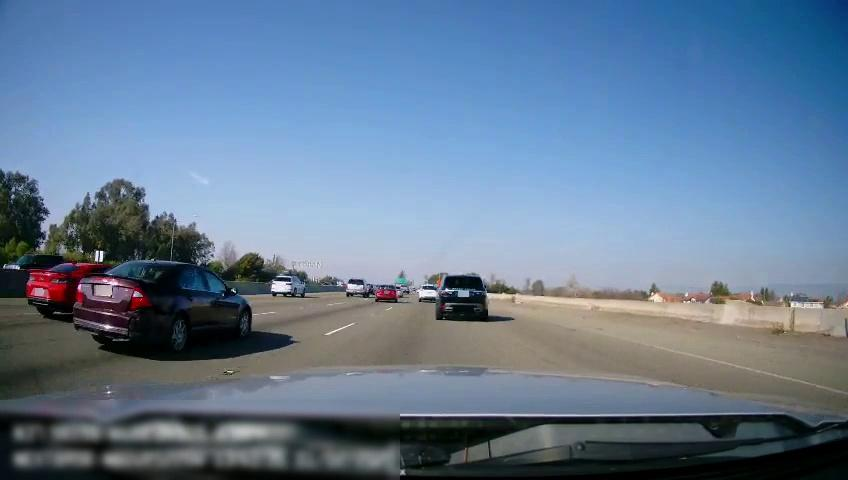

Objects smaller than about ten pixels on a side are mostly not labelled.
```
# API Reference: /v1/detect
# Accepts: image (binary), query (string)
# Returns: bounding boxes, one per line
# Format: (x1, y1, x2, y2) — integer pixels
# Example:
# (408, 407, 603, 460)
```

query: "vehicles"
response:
(362, 283, 376, 296)
(270, 270, 306, 298)
(435, 274, 489, 321)
(345, 278, 370, 298)
(3, 253, 65, 271)
(72, 260, 253, 356)
(375, 284, 398, 303)
(398, 285, 411, 295)
(26, 260, 135, 320)
(417, 283, 438, 303)
(389, 285, 404, 299)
